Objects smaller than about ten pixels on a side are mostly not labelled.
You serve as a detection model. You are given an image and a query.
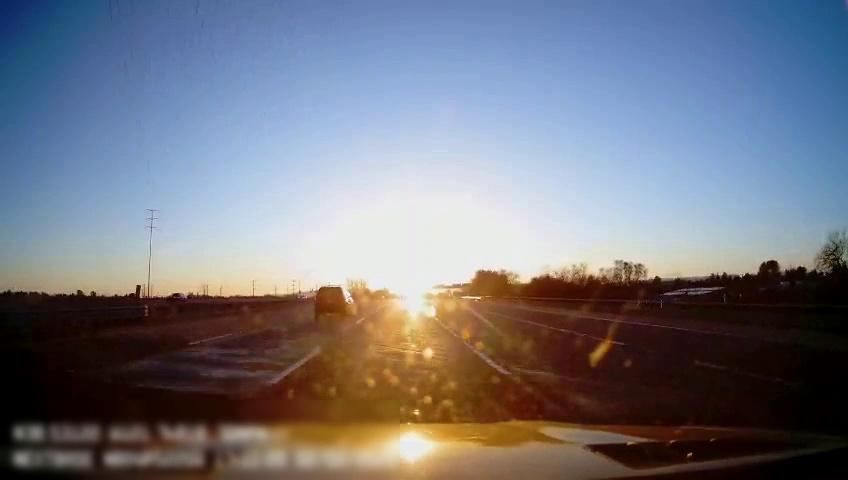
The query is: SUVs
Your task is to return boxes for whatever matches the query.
[314,286,354,319]
[165,292,188,303]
